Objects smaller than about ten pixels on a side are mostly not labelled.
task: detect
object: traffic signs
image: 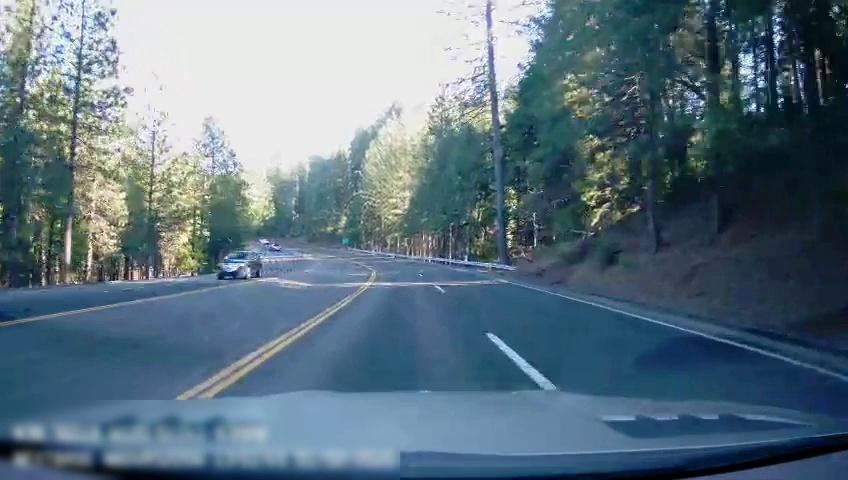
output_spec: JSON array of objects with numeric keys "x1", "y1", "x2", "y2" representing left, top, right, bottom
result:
[{"x1": 341, "y1": 239, "x2": 353, "y2": 246}]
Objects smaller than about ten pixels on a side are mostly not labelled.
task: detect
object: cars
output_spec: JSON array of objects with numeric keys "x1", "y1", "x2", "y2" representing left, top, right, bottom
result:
[
  {"x1": 215, "y1": 250, "x2": 264, "y2": 281},
  {"x1": 267, "y1": 241, "x2": 282, "y2": 252}
]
